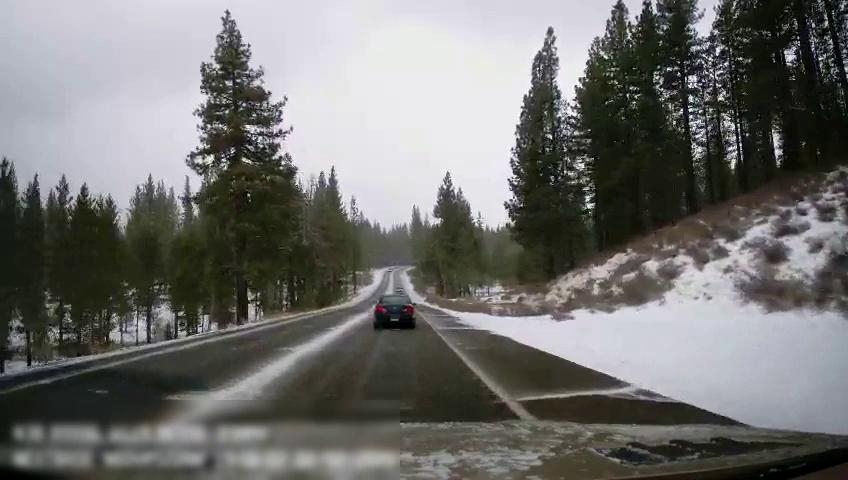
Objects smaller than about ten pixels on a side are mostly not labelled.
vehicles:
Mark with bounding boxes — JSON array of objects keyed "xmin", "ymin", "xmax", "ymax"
[
  {"xmin": 391, "ymin": 286, "xmax": 406, "ymax": 298},
  {"xmin": 374, "ymin": 293, "xmax": 418, "ymax": 327}
]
